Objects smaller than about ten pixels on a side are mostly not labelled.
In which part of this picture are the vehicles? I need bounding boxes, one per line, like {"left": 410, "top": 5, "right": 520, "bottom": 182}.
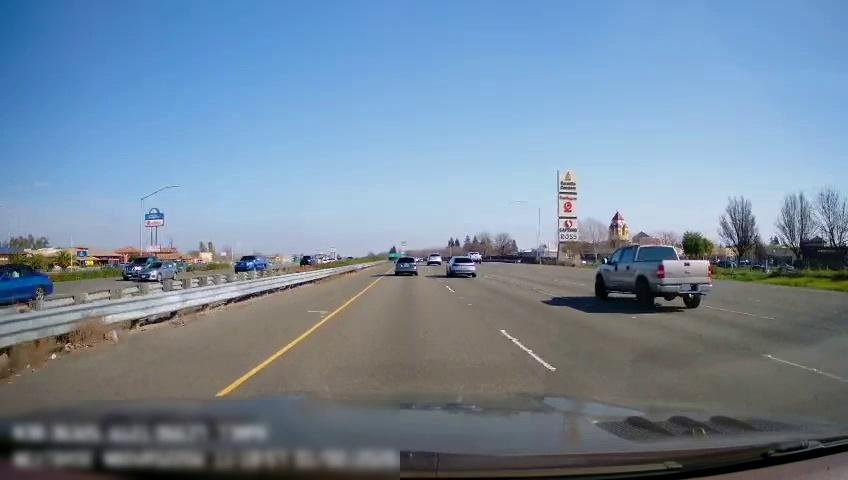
{"left": 300, "top": 256, "right": 315, "bottom": 267}
{"left": 138, "top": 261, "right": 178, "bottom": 282}
{"left": 595, "top": 243, "right": 712, "bottom": 309}
{"left": 234, "top": 255, "right": 268, "bottom": 274}
{"left": 0, "top": 263, "right": 54, "bottom": 305}
{"left": 121, "top": 256, "right": 160, "bottom": 281}
{"left": 467, "top": 251, "right": 483, "bottom": 264}
{"left": 394, "top": 258, "right": 418, "bottom": 277}
{"left": 427, "top": 253, "right": 442, "bottom": 266}
{"left": 445, "top": 255, "right": 477, "bottom": 278}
